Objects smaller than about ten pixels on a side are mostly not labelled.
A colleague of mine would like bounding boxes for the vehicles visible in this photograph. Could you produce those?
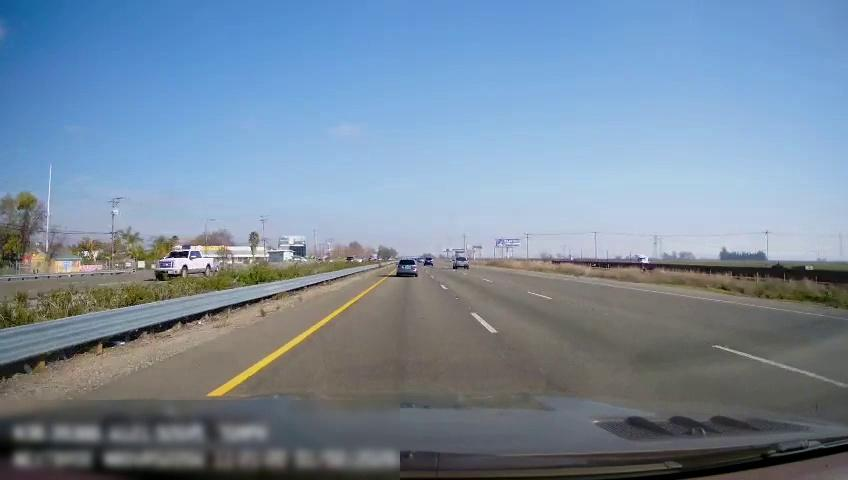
[209,257,221,273]
[423,257,434,267]
[153,248,215,282]
[395,259,419,278]
[344,255,357,263]
[452,256,469,270]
